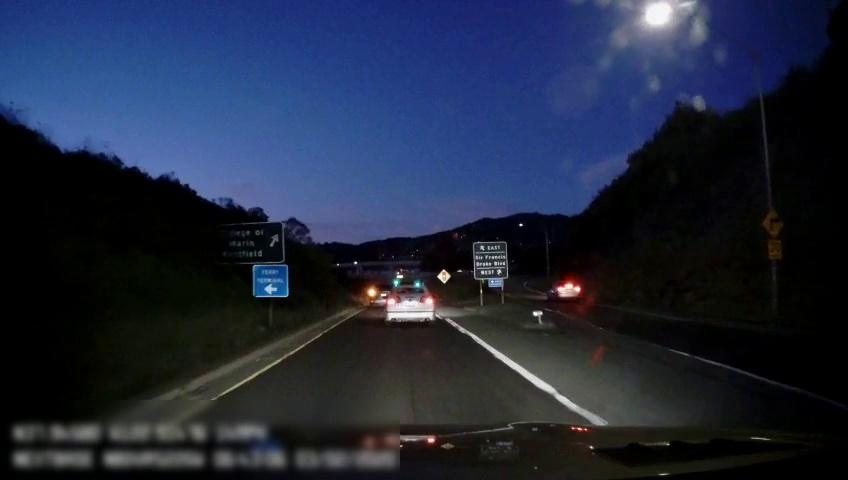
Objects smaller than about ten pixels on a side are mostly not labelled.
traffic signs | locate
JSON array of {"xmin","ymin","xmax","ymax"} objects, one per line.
[
  {"xmin": 253, "ymin": 264, "xmax": 289, "ymax": 299},
  {"xmin": 768, "ymin": 240, "xmax": 781, "ymax": 258},
  {"xmin": 217, "ymin": 222, "xmax": 286, "ymax": 264},
  {"xmin": 473, "ymin": 241, "xmax": 509, "ymax": 280},
  {"xmin": 435, "ymin": 269, "xmax": 452, "ymax": 285},
  {"xmin": 761, "ymin": 208, "xmax": 785, "ymax": 237}
]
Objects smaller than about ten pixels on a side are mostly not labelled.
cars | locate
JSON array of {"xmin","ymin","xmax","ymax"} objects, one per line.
[
  {"xmin": 386, "ymin": 285, "xmax": 436, "ymax": 325},
  {"xmin": 546, "ymin": 279, "xmax": 583, "ymax": 304}
]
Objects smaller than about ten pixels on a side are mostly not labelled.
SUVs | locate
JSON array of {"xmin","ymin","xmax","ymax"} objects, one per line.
[{"xmin": 368, "ymin": 284, "xmax": 393, "ymax": 306}]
